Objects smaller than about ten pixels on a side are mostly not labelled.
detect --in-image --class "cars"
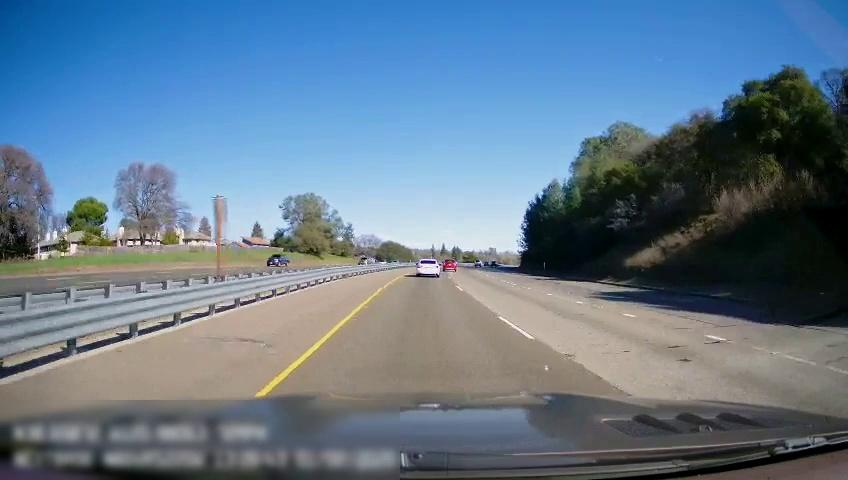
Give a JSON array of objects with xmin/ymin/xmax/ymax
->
[
  {"xmin": 415, "ymin": 258, "xmax": 441, "ymax": 278},
  {"xmin": 442, "ymin": 260, "xmax": 459, "ymax": 273}
]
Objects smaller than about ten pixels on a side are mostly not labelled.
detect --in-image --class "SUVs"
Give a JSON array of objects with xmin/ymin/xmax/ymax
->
[{"xmin": 265, "ymin": 254, "xmax": 289, "ymax": 267}]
